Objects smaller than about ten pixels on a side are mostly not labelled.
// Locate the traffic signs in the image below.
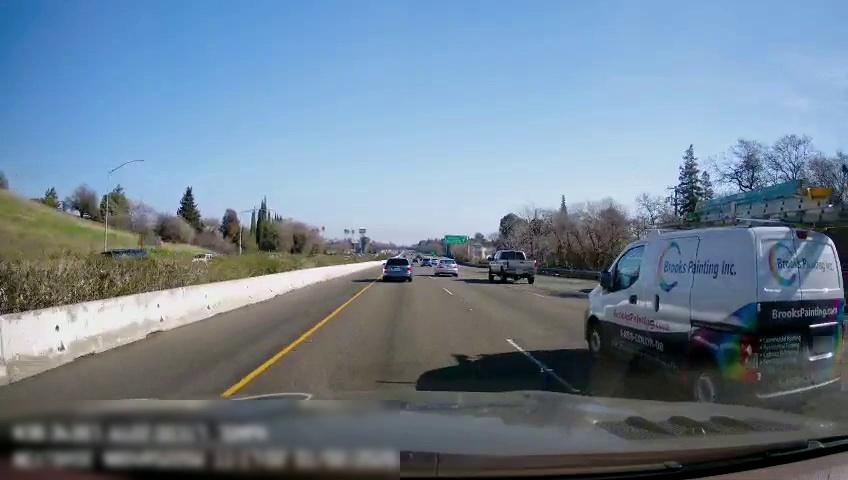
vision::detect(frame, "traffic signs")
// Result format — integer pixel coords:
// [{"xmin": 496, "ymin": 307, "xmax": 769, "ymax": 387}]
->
[{"xmin": 444, "ymin": 234, "xmax": 466, "ymax": 244}]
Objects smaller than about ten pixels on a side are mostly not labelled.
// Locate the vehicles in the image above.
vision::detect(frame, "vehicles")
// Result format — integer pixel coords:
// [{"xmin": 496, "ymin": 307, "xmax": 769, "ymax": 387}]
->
[
  {"xmin": 582, "ymin": 225, "xmax": 848, "ymax": 416},
  {"xmin": 102, "ymin": 248, "xmax": 150, "ymax": 259},
  {"xmin": 191, "ymin": 253, "xmax": 213, "ymax": 265},
  {"xmin": 433, "ymin": 257, "xmax": 458, "ymax": 277},
  {"xmin": 421, "ymin": 259, "xmax": 433, "ymax": 268},
  {"xmin": 382, "ymin": 257, "xmax": 414, "ymax": 283},
  {"xmin": 488, "ymin": 250, "xmax": 536, "ymax": 284}
]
